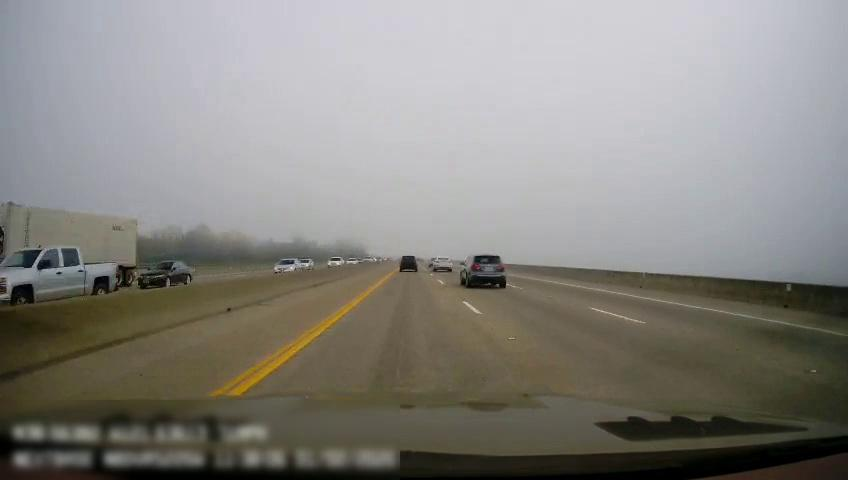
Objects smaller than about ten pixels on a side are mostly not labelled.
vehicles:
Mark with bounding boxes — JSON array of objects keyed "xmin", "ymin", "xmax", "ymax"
[
  {"xmin": 137, "ymin": 259, "xmax": 194, "ymax": 289},
  {"xmin": 0, "ymin": 246, "xmax": 122, "ymax": 308},
  {"xmin": 362, "ymin": 255, "xmax": 375, "ymax": 263},
  {"xmin": 458, "ymin": 253, "xmax": 508, "ymax": 289},
  {"xmin": 346, "ymin": 257, "xmax": 360, "ymax": 265},
  {"xmin": 273, "ymin": 258, "xmax": 305, "ymax": 275},
  {"xmin": 399, "ymin": 255, "xmax": 418, "ymax": 273},
  {"xmin": 296, "ymin": 258, "xmax": 315, "ymax": 271},
  {"xmin": 0, "ymin": 200, "xmax": 138, "ymax": 298},
  {"xmin": 427, "ymin": 257, "xmax": 438, "ymax": 268},
  {"xmin": 326, "ymin": 256, "xmax": 345, "ymax": 268},
  {"xmin": 432, "ymin": 255, "xmax": 454, "ymax": 272}
]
